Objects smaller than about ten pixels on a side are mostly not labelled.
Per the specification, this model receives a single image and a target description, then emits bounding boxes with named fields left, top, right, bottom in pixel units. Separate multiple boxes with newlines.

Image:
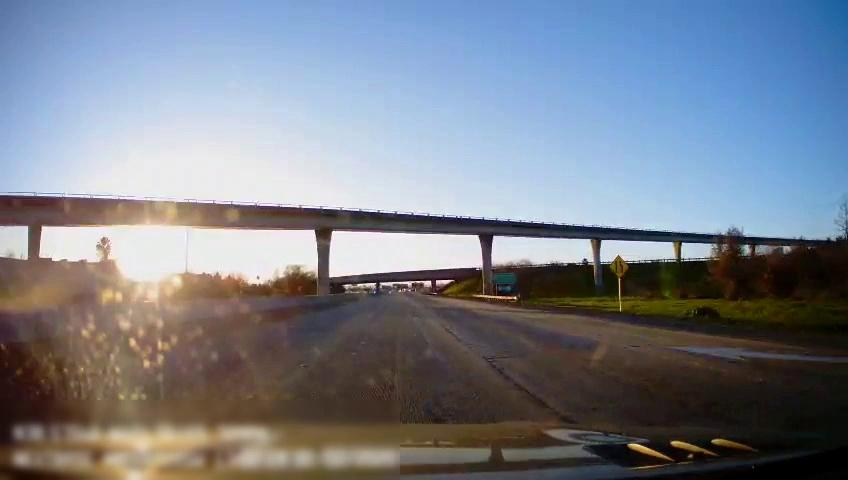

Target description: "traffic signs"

left=609, top=255, right=629, bottom=278
left=494, top=273, right=517, bottom=284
